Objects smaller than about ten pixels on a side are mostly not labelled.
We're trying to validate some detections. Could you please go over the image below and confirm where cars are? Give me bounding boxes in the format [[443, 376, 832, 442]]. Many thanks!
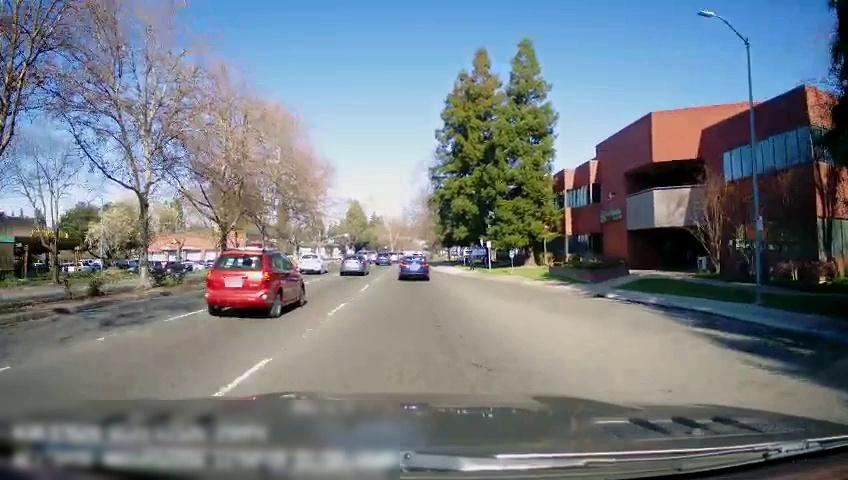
[[338, 254, 370, 277], [205, 250, 306, 319], [398, 254, 429, 280], [297, 252, 328, 275], [376, 251, 392, 265]]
